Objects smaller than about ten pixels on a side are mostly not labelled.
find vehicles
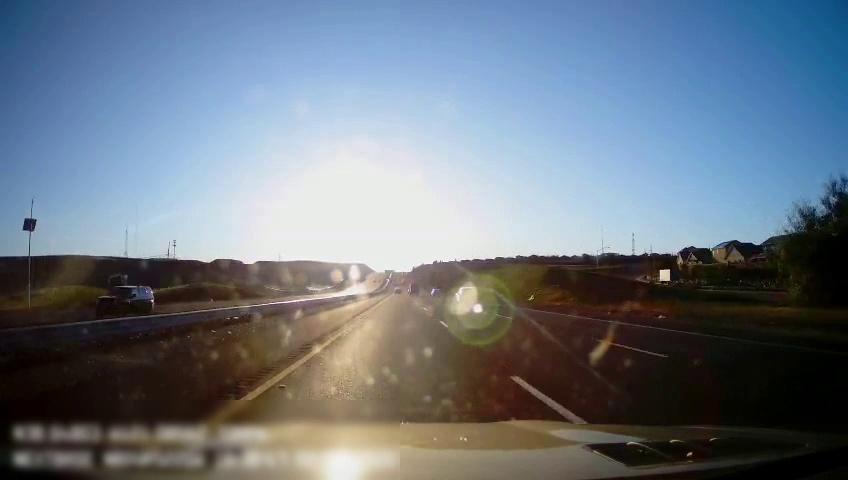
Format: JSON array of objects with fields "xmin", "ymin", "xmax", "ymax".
[
  {"xmin": 94, "ymin": 286, "xmax": 154, "ymax": 317},
  {"xmin": 410, "ymin": 283, "xmax": 420, "ymax": 297},
  {"xmin": 455, "ymin": 286, "xmax": 478, "ymax": 306}
]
